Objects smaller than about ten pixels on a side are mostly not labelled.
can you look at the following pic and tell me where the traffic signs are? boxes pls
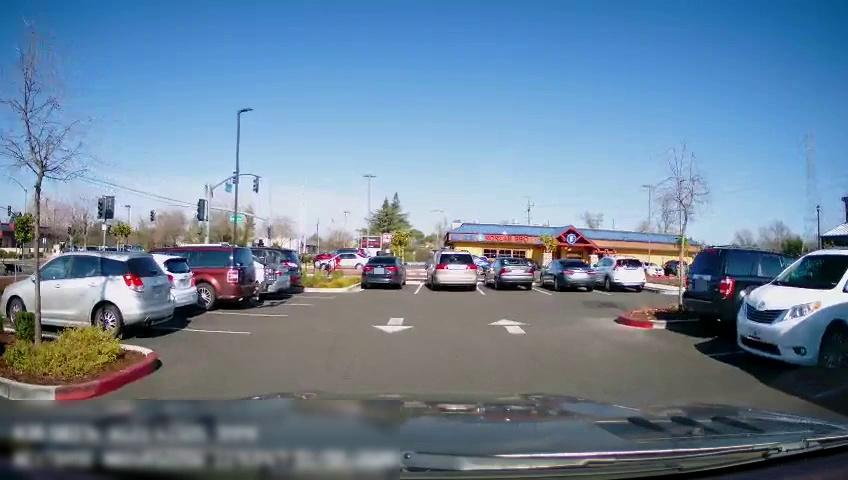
[225,182,233,193]
[230,214,247,224]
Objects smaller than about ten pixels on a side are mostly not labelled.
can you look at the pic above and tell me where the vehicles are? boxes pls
[148,252,200,315]
[1,251,175,332]
[734,247,848,381]
[642,261,665,276]
[247,246,304,294]
[138,246,258,312]
[430,252,478,292]
[592,256,645,291]
[683,246,790,329]
[361,256,406,290]
[661,260,689,276]
[254,260,266,294]
[315,253,368,271]
[540,259,594,292]
[471,257,491,270]
[485,256,536,291]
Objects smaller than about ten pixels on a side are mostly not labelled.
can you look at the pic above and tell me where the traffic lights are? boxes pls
[252,175,260,194]
[150,210,155,222]
[196,198,209,222]
[232,170,240,186]
[101,196,115,219]
[96,198,108,219]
